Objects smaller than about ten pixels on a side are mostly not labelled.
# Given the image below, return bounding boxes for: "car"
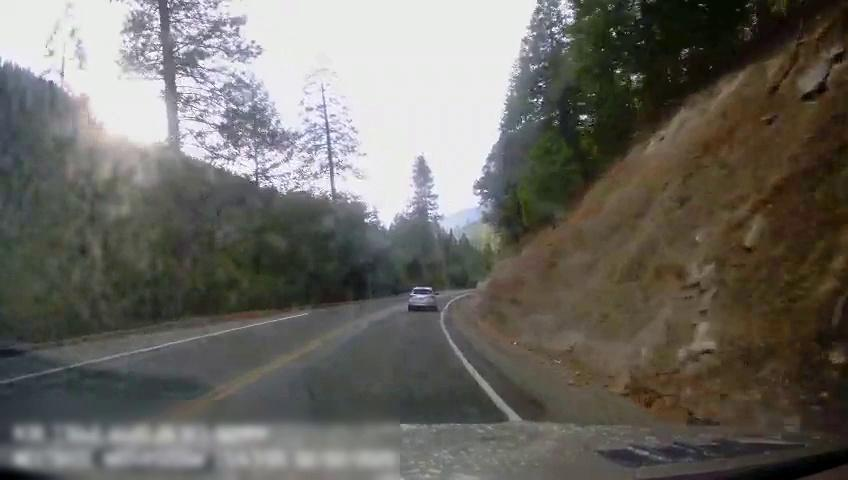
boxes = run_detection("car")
[408,286,439,312]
